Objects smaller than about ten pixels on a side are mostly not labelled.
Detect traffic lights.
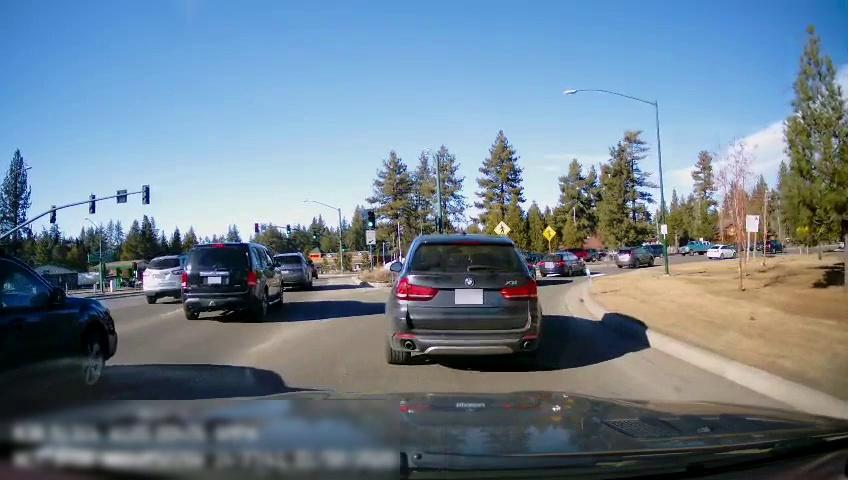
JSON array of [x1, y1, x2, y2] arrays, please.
[[48, 204, 56, 224], [88, 194, 96, 214], [140, 184, 151, 204], [365, 209, 375, 229]]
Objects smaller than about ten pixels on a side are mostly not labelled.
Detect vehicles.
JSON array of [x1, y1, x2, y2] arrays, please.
[[181, 242, 284, 323], [383, 234, 541, 369], [307, 260, 318, 279], [680, 241, 713, 256], [523, 256, 538, 280], [540, 252, 588, 279], [759, 239, 786, 253], [706, 244, 738, 260], [0, 248, 118, 364], [616, 247, 653, 269], [640, 243, 663, 257], [142, 256, 188, 305], [273, 253, 315, 291], [564, 248, 601, 263]]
